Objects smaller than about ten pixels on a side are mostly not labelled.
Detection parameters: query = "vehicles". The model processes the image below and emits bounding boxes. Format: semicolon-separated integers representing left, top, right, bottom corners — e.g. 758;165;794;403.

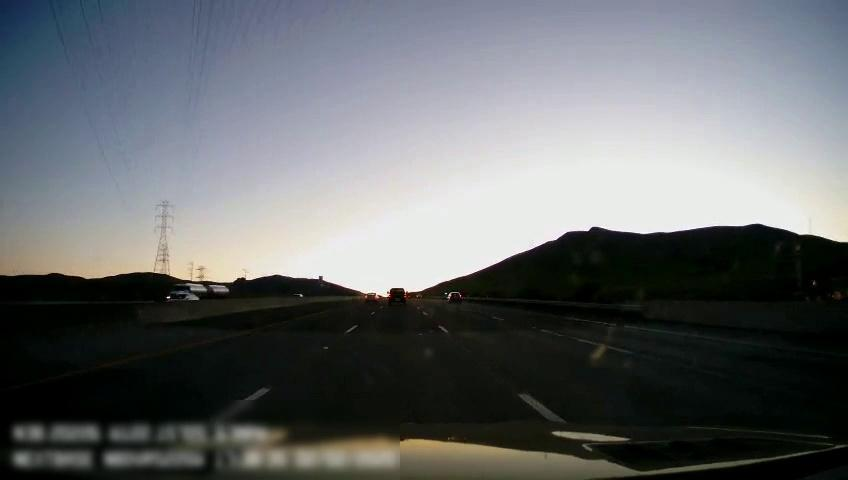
165;284;230;302
165;293;200;304
447;292;462;303
290;294;304;299
364;293;379;303
388;287;406;305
